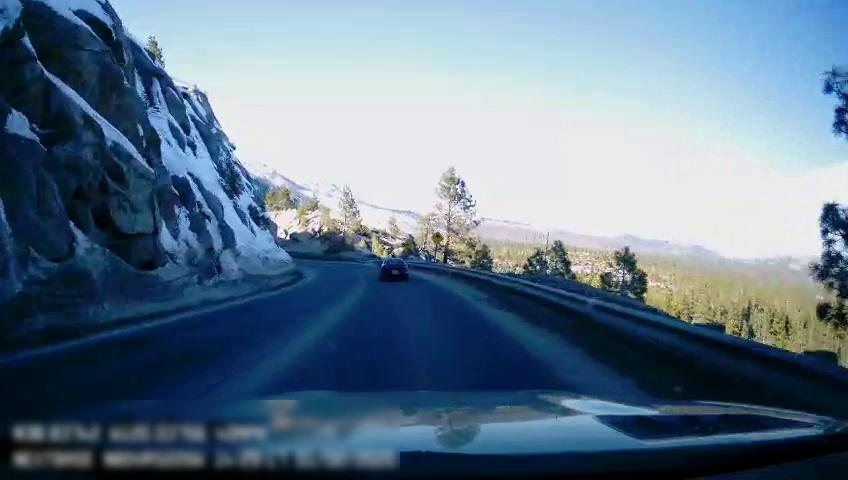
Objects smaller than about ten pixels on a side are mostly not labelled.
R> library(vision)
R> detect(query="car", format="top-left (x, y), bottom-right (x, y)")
top-left (378, 257), bottom-right (409, 281)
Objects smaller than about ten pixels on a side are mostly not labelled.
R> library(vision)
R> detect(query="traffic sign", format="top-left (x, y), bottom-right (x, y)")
top-left (431, 232), bottom-right (443, 244)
